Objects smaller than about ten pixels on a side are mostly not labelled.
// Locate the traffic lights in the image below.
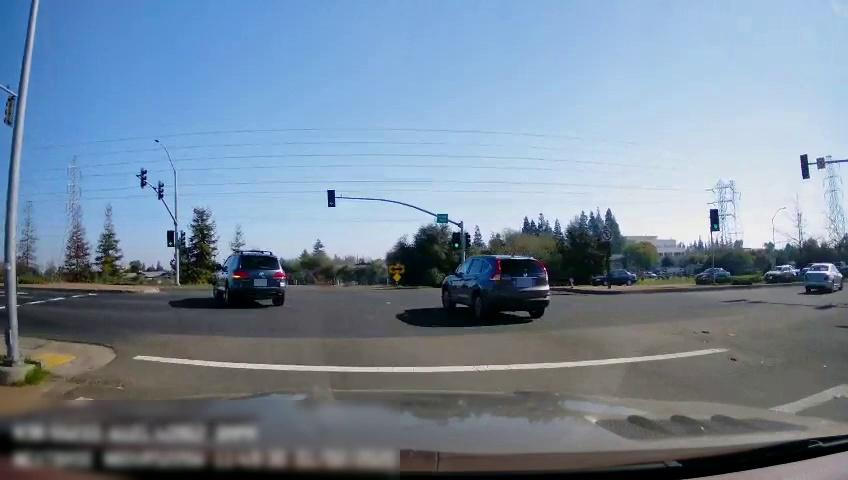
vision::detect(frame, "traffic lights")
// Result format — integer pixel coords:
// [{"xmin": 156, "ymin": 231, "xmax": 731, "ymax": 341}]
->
[
  {"xmin": 157, "ymin": 180, "xmax": 164, "ymax": 200},
  {"xmin": 327, "ymin": 189, "xmax": 336, "ymax": 207},
  {"xmin": 140, "ymin": 168, "xmax": 149, "ymax": 187},
  {"xmin": 4, "ymin": 95, "xmax": 15, "ymax": 125},
  {"xmin": 180, "ymin": 230, "xmax": 186, "ymax": 247},
  {"xmin": 167, "ymin": 230, "xmax": 175, "ymax": 247},
  {"xmin": 452, "ymin": 232, "xmax": 460, "ymax": 249},
  {"xmin": 800, "ymin": 154, "xmax": 811, "ymax": 178},
  {"xmin": 709, "ymin": 208, "xmax": 720, "ymax": 231},
  {"xmin": 464, "ymin": 231, "xmax": 471, "ymax": 248}
]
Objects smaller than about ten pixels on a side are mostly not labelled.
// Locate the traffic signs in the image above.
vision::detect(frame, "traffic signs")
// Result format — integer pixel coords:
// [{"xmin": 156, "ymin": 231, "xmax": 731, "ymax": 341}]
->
[
  {"xmin": 600, "ymin": 229, "xmax": 614, "ymax": 241},
  {"xmin": 392, "ymin": 271, "xmax": 402, "ymax": 282},
  {"xmin": 816, "ymin": 157, "xmax": 825, "ymax": 170},
  {"xmin": 437, "ymin": 213, "xmax": 449, "ymax": 224},
  {"xmin": 388, "ymin": 265, "xmax": 404, "ymax": 273}
]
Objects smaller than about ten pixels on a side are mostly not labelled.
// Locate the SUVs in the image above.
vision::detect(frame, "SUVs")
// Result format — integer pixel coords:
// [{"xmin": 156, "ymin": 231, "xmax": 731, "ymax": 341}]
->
[
  {"xmin": 211, "ymin": 252, "xmax": 287, "ymax": 309},
  {"xmin": 440, "ymin": 254, "xmax": 550, "ymax": 327}
]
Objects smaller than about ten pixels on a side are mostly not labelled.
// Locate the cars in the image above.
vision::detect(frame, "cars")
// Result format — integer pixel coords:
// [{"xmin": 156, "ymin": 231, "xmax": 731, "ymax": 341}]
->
[
  {"xmin": 694, "ymin": 267, "xmax": 731, "ymax": 285},
  {"xmin": 591, "ymin": 268, "xmax": 637, "ymax": 286},
  {"xmin": 802, "ymin": 263, "xmax": 843, "ymax": 295},
  {"xmin": 763, "ymin": 264, "xmax": 797, "ymax": 283}
]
